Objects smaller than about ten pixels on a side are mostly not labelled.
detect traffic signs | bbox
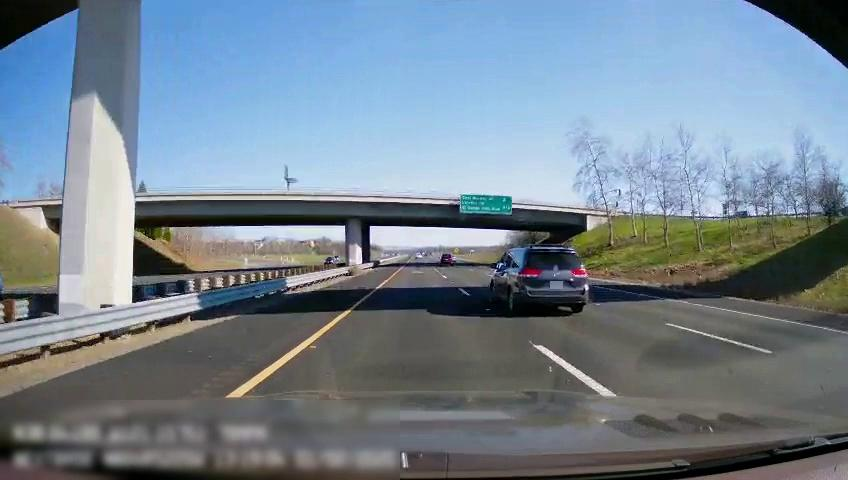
[459,193,512,216]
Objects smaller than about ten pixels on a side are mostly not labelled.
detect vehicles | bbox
[488,246,590,315]
[323,256,337,265]
[440,253,454,265]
